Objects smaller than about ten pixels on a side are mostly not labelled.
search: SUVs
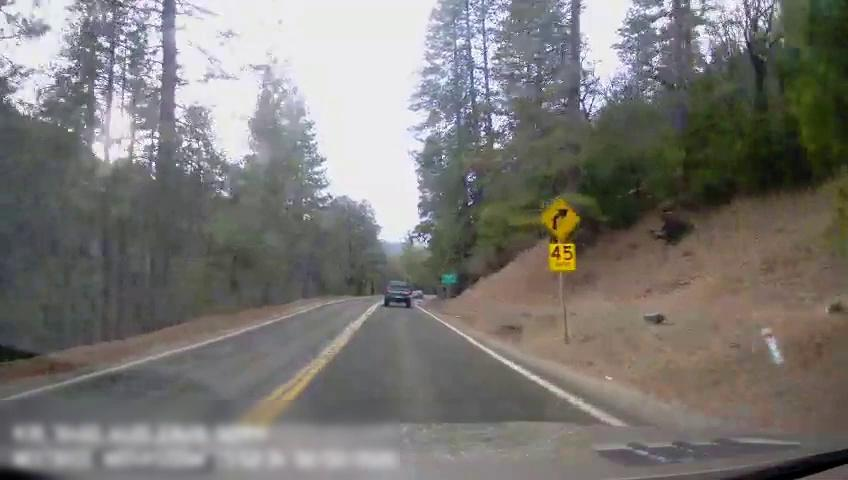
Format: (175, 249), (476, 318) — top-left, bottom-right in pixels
(413, 289), (425, 299)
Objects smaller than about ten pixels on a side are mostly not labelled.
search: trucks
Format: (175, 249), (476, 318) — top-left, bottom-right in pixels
(384, 279), (412, 306)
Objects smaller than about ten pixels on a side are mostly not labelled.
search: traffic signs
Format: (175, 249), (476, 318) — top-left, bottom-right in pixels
(440, 272), (458, 285)
(547, 242), (578, 273)
(539, 197), (582, 244)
